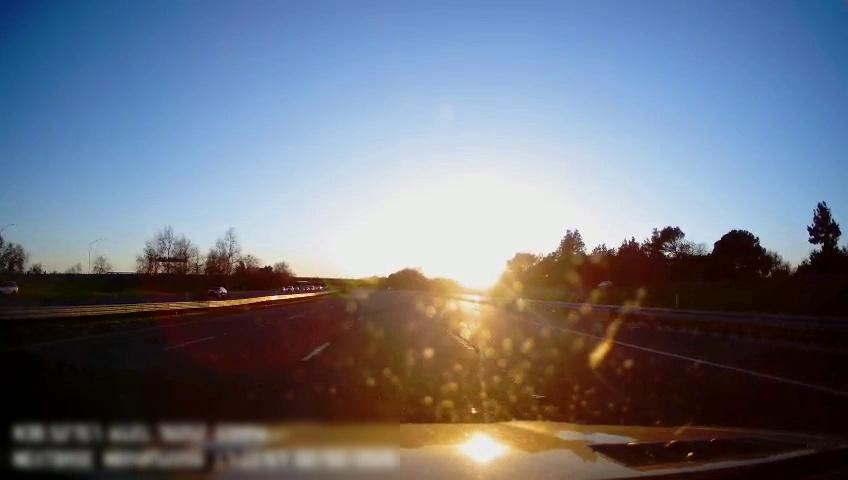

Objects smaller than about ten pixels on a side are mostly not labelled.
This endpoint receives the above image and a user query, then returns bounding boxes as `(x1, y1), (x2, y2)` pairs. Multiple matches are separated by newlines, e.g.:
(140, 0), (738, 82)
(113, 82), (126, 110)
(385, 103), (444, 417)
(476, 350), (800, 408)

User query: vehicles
(598, 281), (613, 289)
(0, 281), (19, 298)
(208, 287), (227, 297)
